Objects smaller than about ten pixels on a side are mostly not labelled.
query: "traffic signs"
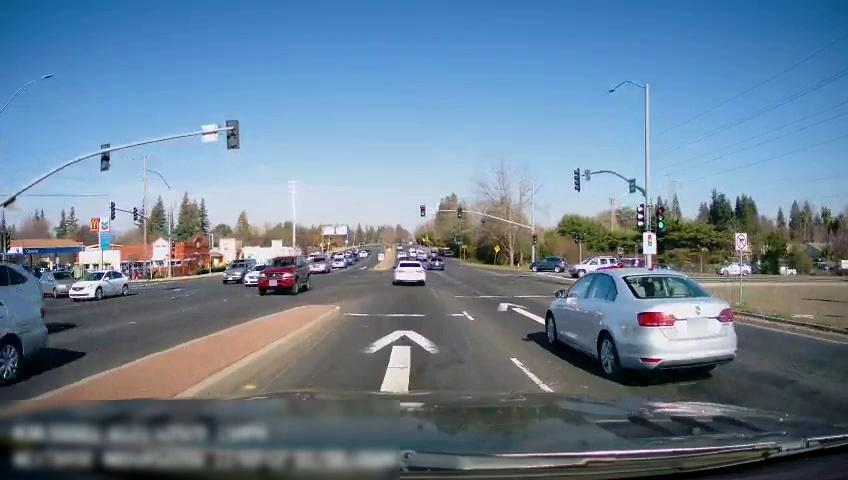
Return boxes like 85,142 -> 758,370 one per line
735,232 -> 747,249
199,124 -> 220,143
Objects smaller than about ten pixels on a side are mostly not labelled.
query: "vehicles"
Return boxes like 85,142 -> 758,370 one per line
38,271 -> 76,299
615,256 -> 657,270
392,260 -> 426,287
416,250 -> 428,261
529,255 -> 566,273
257,255 -> 313,297
428,257 -> 445,271
308,256 -> 331,274
331,257 -> 348,269
720,263 -> 752,276
567,257 -> 617,279
244,265 -> 267,288
68,269 -> 129,301
542,266 -> 737,383
222,261 -> 254,286
777,266 -> 797,274
0,263 -> 50,386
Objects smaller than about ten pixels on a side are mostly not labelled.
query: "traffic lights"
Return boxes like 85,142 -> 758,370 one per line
636,202 -> 645,231
573,167 -> 580,191
532,235 -> 537,246
110,201 -> 116,220
133,207 -> 138,220
628,178 -> 637,193
100,144 -> 110,171
419,204 -> 425,216
656,207 -> 664,232
225,120 -> 240,149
